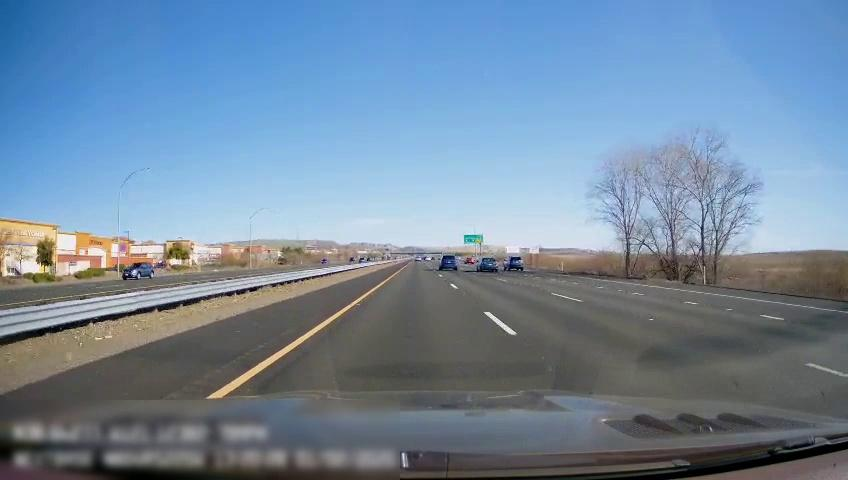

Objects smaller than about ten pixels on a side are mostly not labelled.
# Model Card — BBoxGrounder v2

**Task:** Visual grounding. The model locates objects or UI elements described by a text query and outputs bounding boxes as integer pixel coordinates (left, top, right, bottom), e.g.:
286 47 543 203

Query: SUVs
503 255 524 272
464 257 475 265
122 262 155 281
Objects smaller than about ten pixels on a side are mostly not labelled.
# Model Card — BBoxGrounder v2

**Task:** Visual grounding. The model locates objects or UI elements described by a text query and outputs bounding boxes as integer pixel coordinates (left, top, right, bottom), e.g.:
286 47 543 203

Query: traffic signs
463 234 483 244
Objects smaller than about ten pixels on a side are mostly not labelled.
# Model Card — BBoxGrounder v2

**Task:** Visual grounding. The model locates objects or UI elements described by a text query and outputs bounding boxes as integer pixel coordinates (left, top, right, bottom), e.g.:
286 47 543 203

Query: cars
476 256 498 272
439 255 458 271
